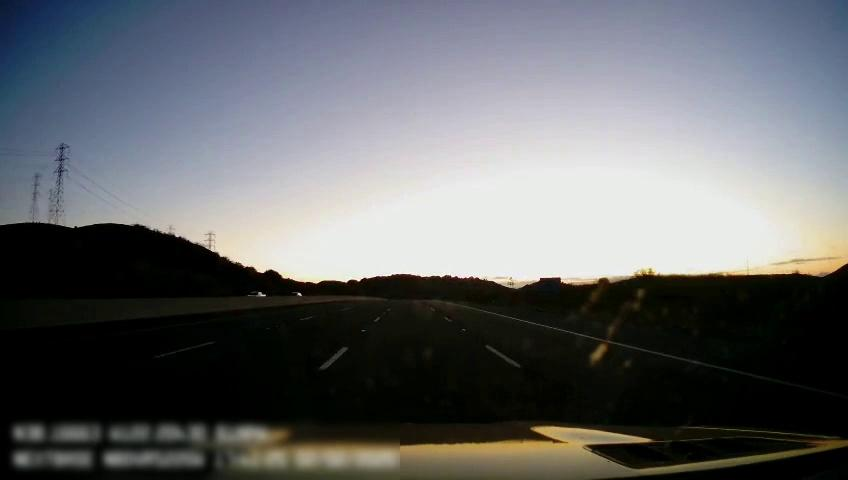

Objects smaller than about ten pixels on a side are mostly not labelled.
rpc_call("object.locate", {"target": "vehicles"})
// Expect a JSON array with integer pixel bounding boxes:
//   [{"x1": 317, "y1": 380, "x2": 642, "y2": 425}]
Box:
[
  {"x1": 291, "y1": 291, "x2": 302, "y2": 296},
  {"x1": 247, "y1": 290, "x2": 266, "y2": 297}
]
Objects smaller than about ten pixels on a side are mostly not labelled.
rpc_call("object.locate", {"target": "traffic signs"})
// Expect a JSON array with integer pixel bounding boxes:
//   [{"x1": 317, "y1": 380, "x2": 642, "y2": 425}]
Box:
[{"x1": 540, "y1": 276, "x2": 561, "y2": 288}]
